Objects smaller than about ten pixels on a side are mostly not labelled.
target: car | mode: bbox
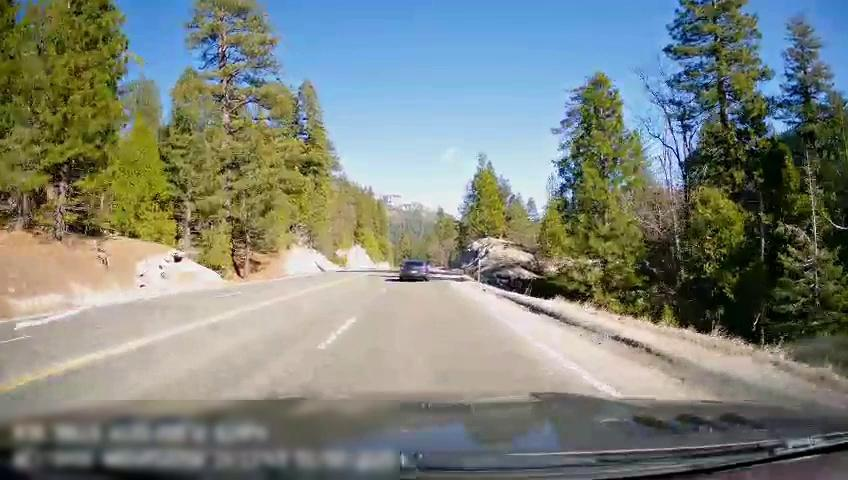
[401,259,430,281]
